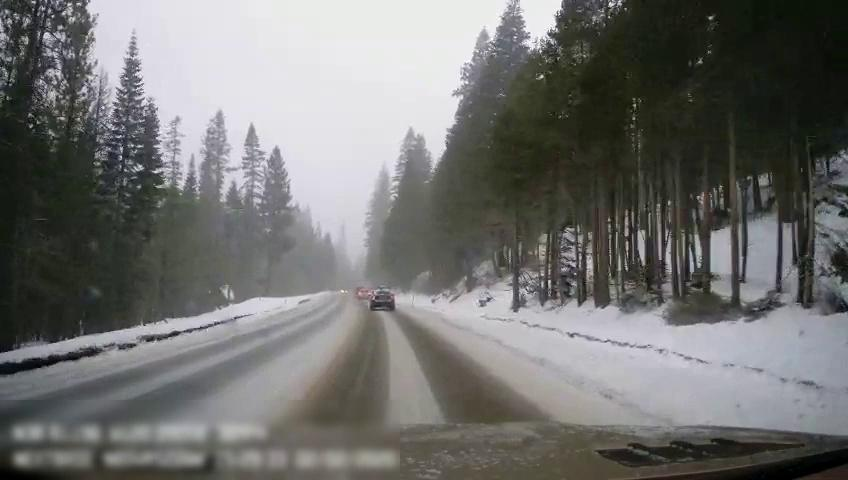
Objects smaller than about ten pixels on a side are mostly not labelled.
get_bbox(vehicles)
[369,286,395,312]
[357,288,370,300]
